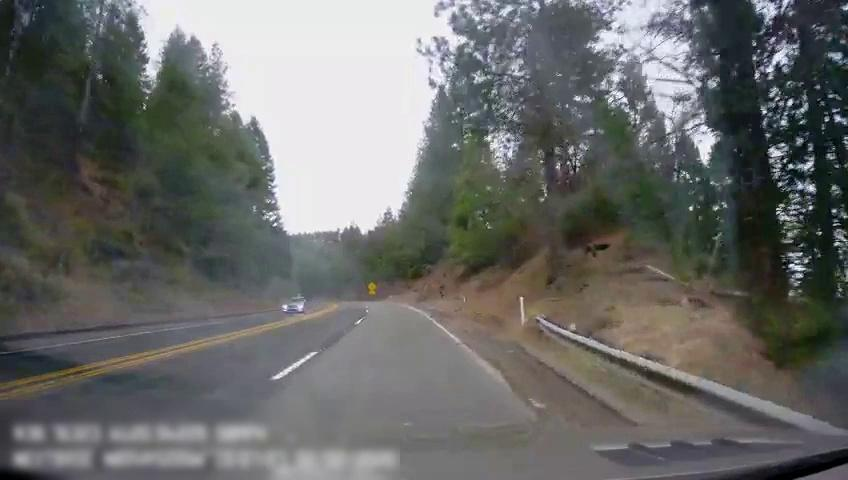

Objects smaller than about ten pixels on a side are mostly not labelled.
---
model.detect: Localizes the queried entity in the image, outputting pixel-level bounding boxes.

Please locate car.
[281,296,307,314]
